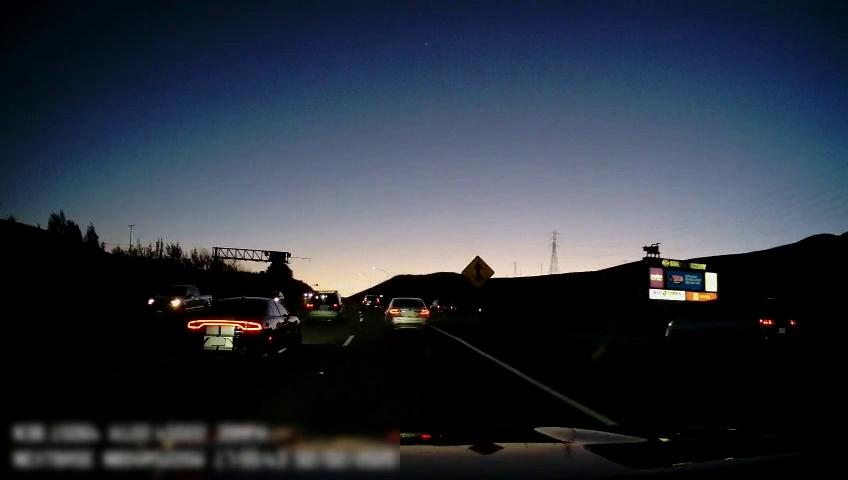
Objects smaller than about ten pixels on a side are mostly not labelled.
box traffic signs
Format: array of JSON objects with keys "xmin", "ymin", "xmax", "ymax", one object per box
[{"xmin": 461, "ymin": 255, "xmax": 495, "ymax": 289}]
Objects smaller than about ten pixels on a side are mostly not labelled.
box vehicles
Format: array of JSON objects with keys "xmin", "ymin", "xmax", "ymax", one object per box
[
  {"xmin": 663, "ymin": 297, "xmax": 797, "ymax": 361},
  {"xmin": 146, "ymin": 284, "xmax": 213, "ymax": 320},
  {"xmin": 185, "ymin": 296, "xmax": 302, "ymax": 370},
  {"xmin": 383, "ymin": 297, "xmax": 432, "ymax": 339},
  {"xmin": 429, "ymin": 299, "xmax": 457, "ymax": 316},
  {"xmin": 361, "ymin": 293, "xmax": 382, "ymax": 310},
  {"xmin": 305, "ymin": 289, "xmax": 343, "ymax": 322},
  {"xmin": 264, "ymin": 290, "xmax": 285, "ymax": 308}
]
